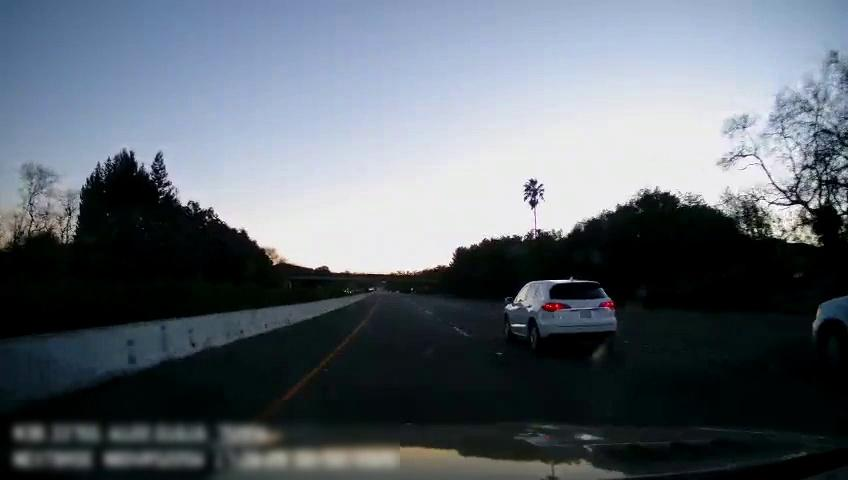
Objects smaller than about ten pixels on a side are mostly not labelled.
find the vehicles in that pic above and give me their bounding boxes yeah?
[503,279,618,354]
[811,294,848,371]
